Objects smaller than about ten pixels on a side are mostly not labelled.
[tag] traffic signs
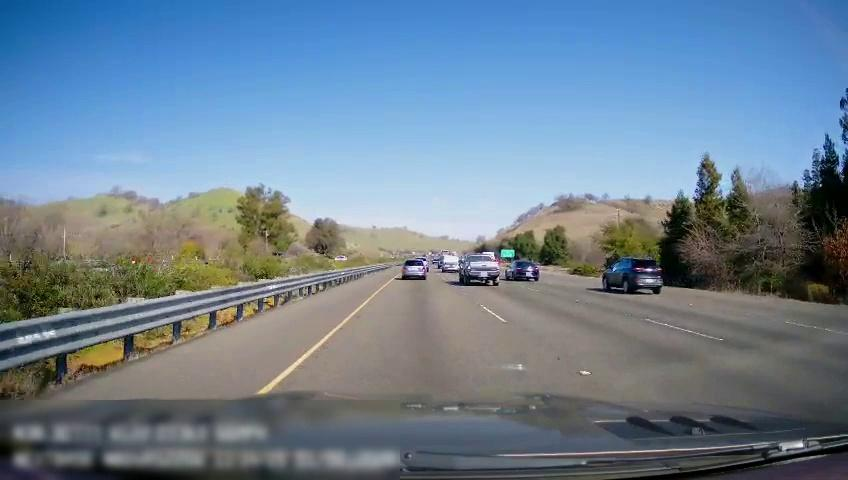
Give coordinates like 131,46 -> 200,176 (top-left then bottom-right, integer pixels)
500,248 -> 516,258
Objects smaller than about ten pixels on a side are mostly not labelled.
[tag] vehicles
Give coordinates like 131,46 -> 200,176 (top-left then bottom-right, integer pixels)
600,255 -> 665,295
401,257 -> 427,280
334,255 -> 348,262
504,260 -> 540,282
441,250 -> 460,273
437,258 -> 446,270
482,251 -> 500,265
458,252 -> 501,287
415,256 -> 430,272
